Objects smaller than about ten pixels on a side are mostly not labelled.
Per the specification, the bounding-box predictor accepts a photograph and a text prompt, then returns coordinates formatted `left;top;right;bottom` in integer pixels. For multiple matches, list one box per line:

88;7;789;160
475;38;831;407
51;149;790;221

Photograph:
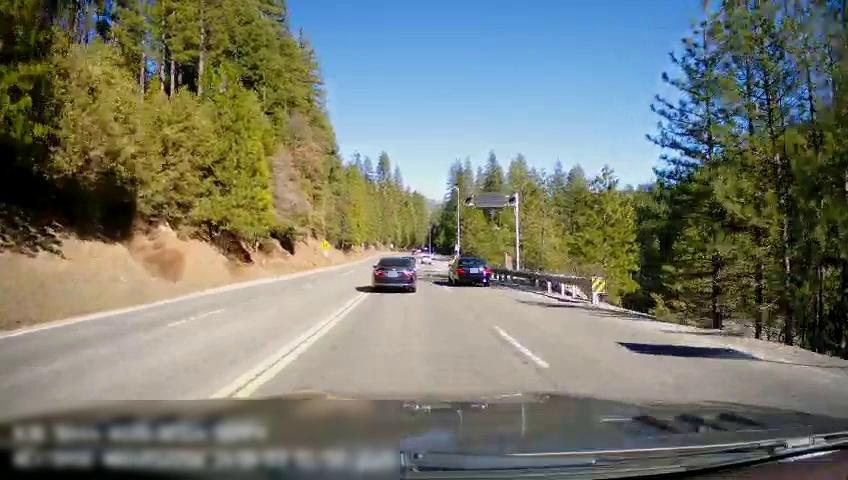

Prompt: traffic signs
320;239;331;250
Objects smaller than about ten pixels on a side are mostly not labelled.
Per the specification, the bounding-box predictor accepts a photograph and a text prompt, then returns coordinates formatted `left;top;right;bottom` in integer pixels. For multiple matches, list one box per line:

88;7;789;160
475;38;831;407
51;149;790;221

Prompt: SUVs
420;255;432;265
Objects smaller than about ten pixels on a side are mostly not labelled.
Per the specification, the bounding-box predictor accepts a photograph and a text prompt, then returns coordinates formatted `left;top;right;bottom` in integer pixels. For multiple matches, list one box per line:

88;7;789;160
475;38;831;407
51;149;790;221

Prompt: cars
447;255;490;287
372;257;417;293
